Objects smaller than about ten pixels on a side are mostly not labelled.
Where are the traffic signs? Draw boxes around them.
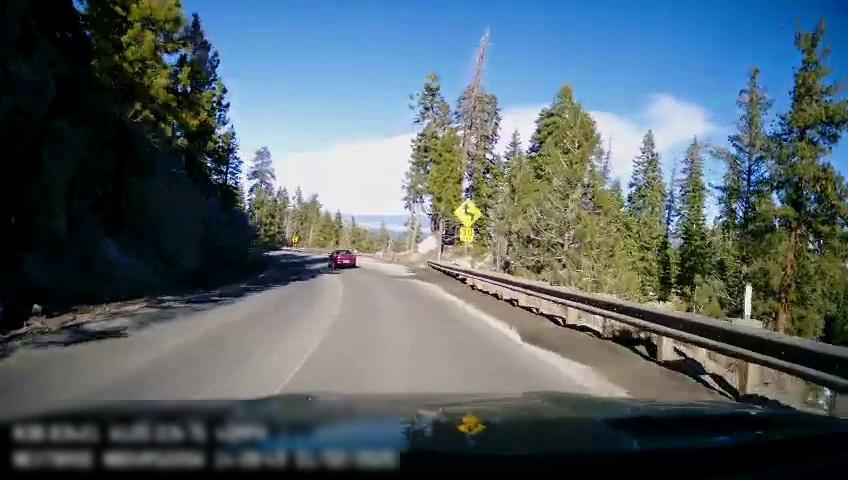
[460,227,475,243]
[453,198,484,226]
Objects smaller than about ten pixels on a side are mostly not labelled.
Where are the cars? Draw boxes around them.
[327,248,356,270]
